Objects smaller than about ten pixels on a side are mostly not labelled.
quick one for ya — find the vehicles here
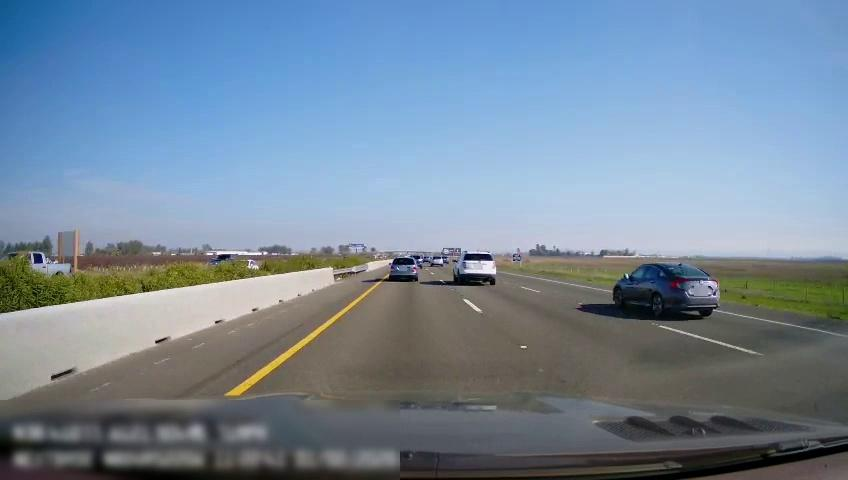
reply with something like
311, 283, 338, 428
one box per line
451, 251, 497, 286
612, 261, 720, 321
246, 259, 259, 269
7, 251, 71, 276
389, 256, 419, 282
429, 255, 444, 267
207, 254, 239, 266
410, 255, 424, 270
